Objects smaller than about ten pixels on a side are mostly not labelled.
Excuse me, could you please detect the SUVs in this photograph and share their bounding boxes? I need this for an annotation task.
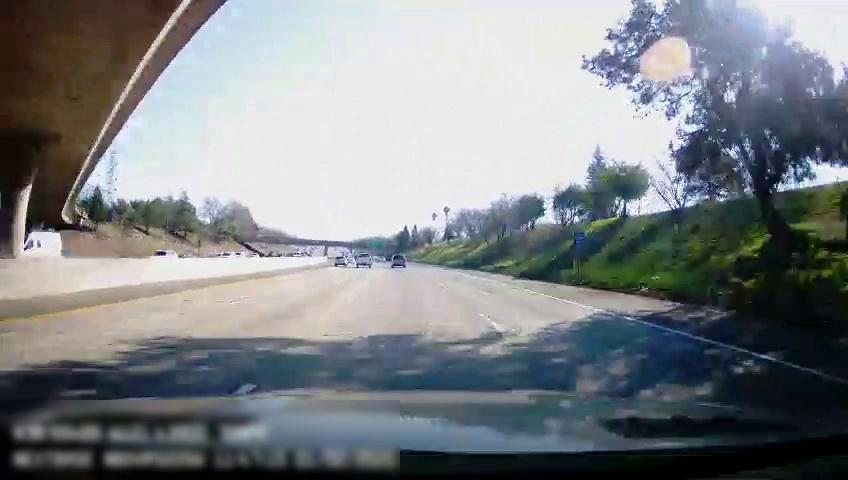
[355,252,372,268]
[333,255,348,267]
[390,254,407,268]
[150,250,178,259]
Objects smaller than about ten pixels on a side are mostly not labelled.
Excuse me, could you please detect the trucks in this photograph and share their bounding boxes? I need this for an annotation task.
[23,232,62,257]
